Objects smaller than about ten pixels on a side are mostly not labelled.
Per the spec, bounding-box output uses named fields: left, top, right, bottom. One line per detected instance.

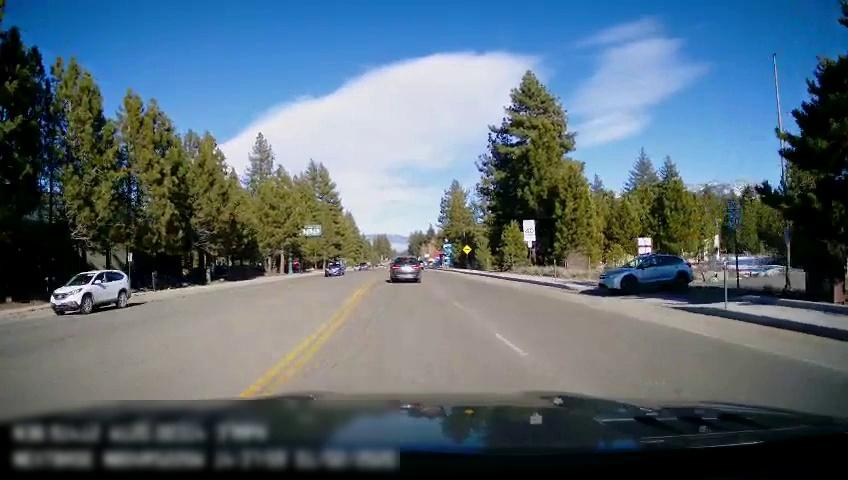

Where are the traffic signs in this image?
left=524, top=220, right=534, bottom=242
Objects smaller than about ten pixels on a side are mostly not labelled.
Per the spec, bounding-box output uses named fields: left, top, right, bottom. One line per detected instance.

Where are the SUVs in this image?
left=50, top=270, right=130, bottom=314
left=600, top=253, right=693, bottom=296
left=389, top=257, right=420, bottom=283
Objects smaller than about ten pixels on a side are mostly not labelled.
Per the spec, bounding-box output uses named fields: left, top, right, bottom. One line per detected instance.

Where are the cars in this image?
left=324, top=262, right=345, bottom=277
